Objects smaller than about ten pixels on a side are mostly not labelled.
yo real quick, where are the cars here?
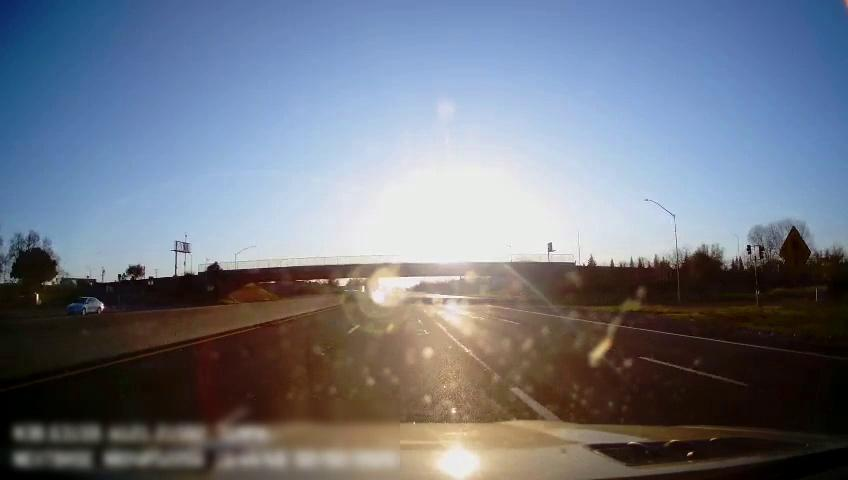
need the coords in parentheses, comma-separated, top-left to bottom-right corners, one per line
(66, 297, 104, 316)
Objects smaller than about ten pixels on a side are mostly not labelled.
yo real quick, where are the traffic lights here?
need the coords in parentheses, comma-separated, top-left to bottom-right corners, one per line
(746, 244, 752, 255)
(758, 245, 765, 260)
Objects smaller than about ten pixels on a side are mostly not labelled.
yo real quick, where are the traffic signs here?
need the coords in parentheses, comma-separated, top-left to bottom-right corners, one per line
(779, 226, 811, 276)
